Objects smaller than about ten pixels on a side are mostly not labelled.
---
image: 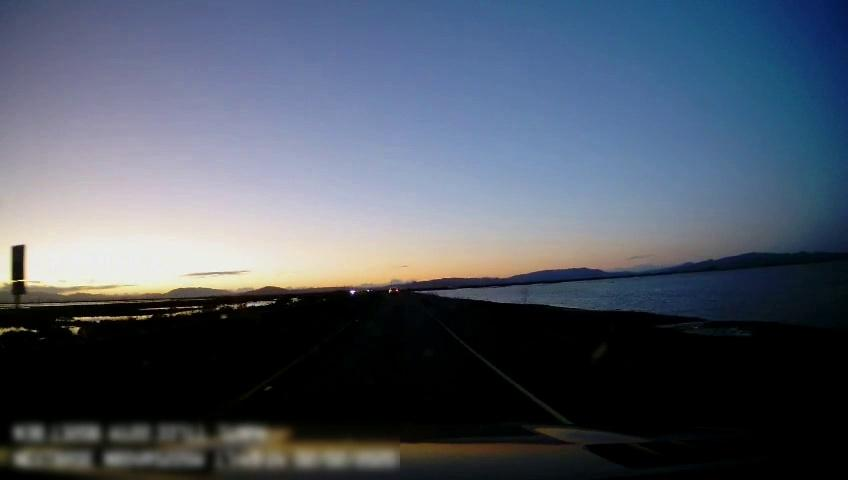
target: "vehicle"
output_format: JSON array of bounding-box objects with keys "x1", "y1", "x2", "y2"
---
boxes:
[{"x1": 388, "y1": 286, "x2": 400, "y2": 295}]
